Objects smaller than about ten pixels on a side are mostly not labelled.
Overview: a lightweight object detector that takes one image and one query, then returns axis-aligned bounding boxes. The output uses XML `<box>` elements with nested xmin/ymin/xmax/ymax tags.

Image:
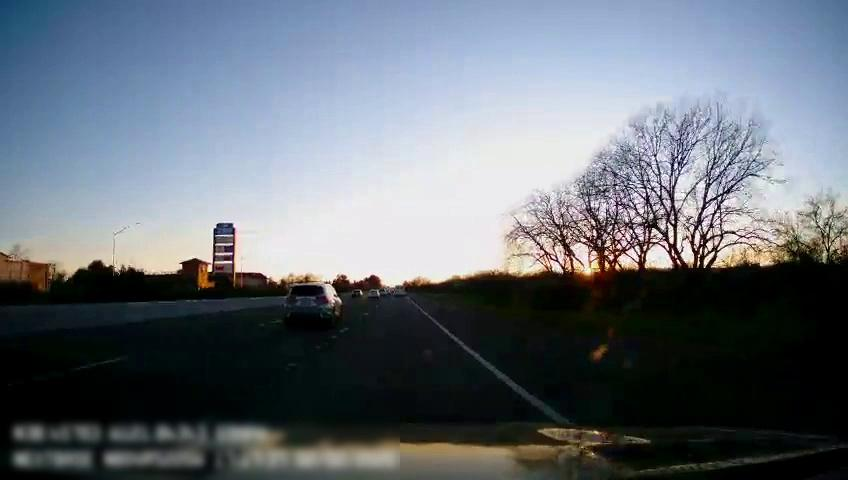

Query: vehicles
<box><xmin>394</xmin><ymin>285</ymin><xmax>406</xmax><ymax>297</ymax></box>
<box><xmin>367</xmin><ymin>289</ymin><xmax>381</xmax><ymax>300</ymax></box>
<box><xmin>352</xmin><ymin>288</ymin><xmax>364</xmax><ymax>299</ymax></box>
<box><xmin>282</xmin><ymin>281</ymin><xmax>345</xmax><ymax>331</ymax></box>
